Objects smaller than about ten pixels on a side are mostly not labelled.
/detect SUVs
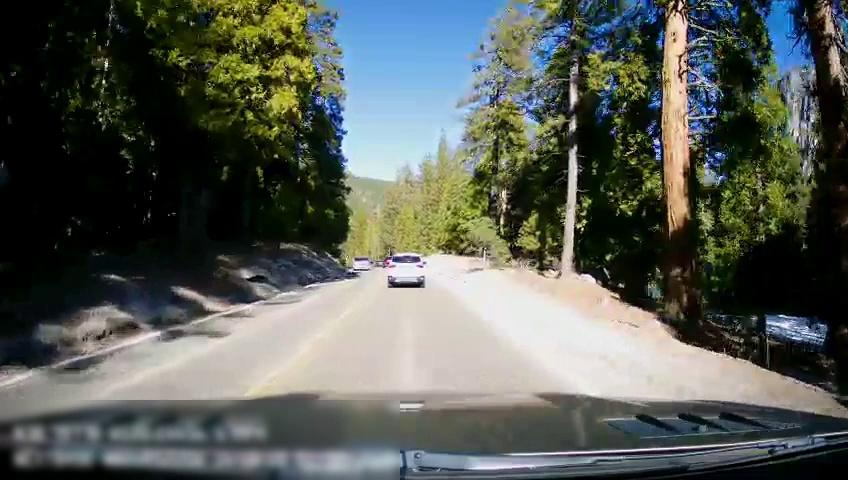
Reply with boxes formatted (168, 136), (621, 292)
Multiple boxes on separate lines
(385, 252), (428, 289)
(352, 256), (369, 272)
